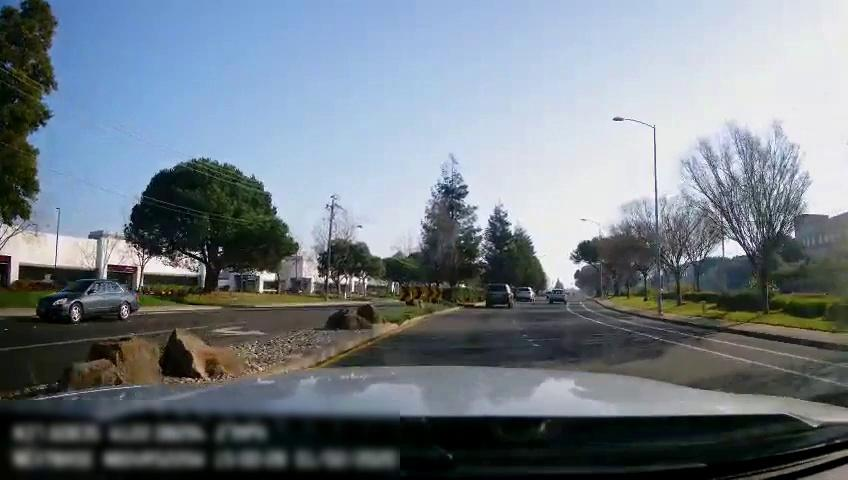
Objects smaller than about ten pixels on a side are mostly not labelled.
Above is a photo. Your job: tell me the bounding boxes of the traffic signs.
[412,286,423,299]
[399,287,412,302]
[424,287,435,298]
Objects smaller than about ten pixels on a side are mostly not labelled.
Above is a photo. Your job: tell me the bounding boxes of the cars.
[36,279,140,325]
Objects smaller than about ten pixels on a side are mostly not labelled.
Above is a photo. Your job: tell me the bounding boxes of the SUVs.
[548,288,567,304]
[515,286,536,302]
[485,282,515,309]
